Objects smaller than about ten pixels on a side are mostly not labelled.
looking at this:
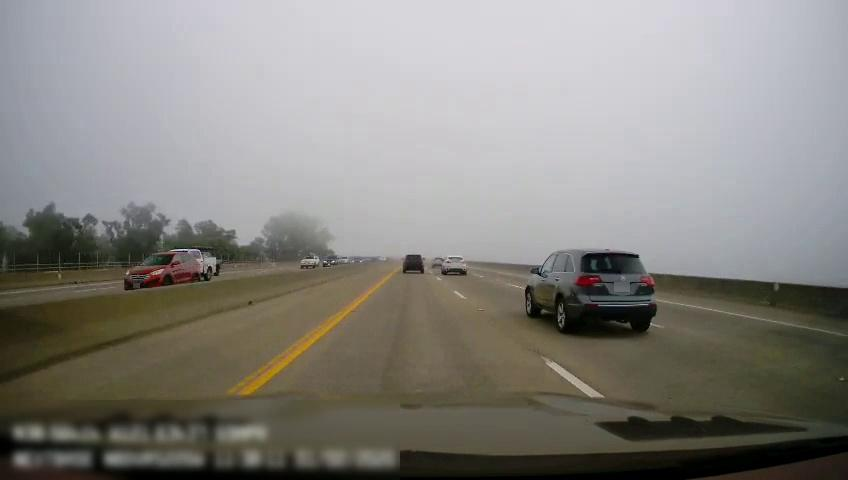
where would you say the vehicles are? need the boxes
[523,245,659,334]
[350,257,366,264]
[166,248,217,282]
[401,254,426,274]
[123,251,201,292]
[199,251,222,277]
[337,256,351,264]
[440,255,467,276]
[300,255,321,269]
[321,255,343,268]
[430,257,446,269]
